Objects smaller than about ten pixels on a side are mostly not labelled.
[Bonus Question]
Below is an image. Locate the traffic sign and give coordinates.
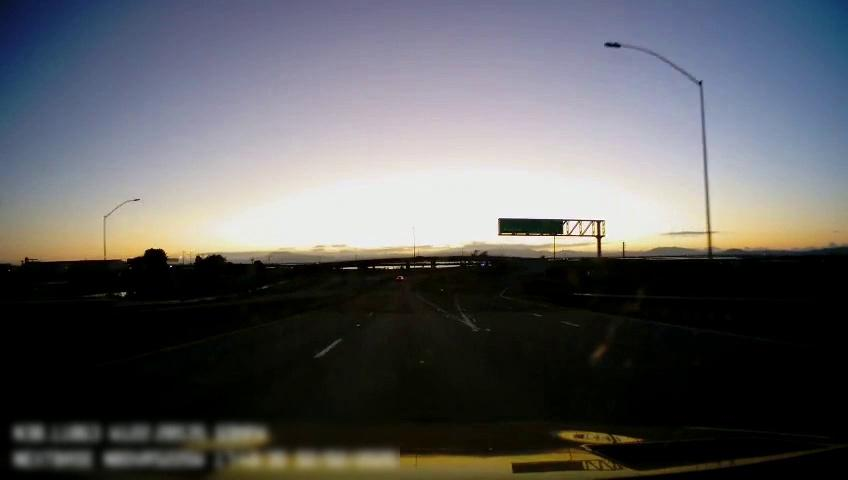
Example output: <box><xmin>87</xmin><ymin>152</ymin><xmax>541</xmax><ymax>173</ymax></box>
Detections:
<box><xmin>499</xmin><ymin>217</ymin><xmax>564</xmax><ymax>235</ymax></box>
